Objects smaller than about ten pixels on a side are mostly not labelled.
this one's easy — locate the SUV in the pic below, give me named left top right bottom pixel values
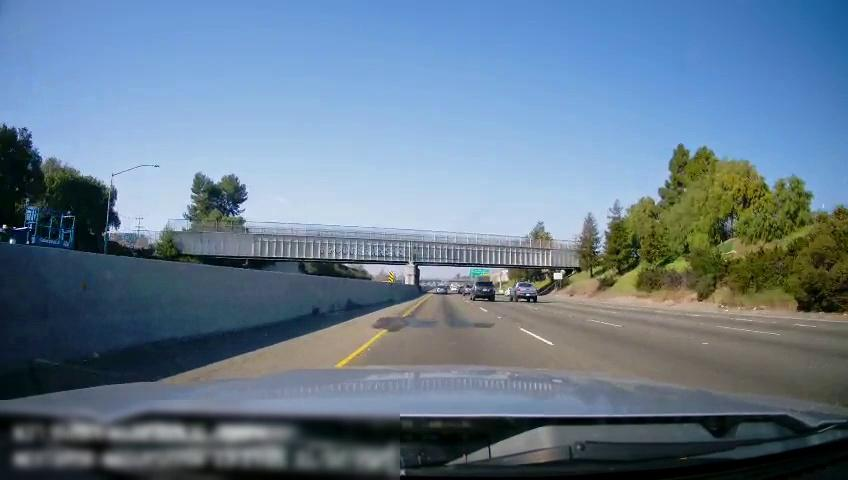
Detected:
left=470, top=282, right=495, bottom=301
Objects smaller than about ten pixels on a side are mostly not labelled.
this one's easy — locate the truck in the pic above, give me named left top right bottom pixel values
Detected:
left=510, top=282, right=538, bottom=303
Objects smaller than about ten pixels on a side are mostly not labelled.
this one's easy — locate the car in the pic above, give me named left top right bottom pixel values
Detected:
left=437, top=285, right=449, bottom=295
